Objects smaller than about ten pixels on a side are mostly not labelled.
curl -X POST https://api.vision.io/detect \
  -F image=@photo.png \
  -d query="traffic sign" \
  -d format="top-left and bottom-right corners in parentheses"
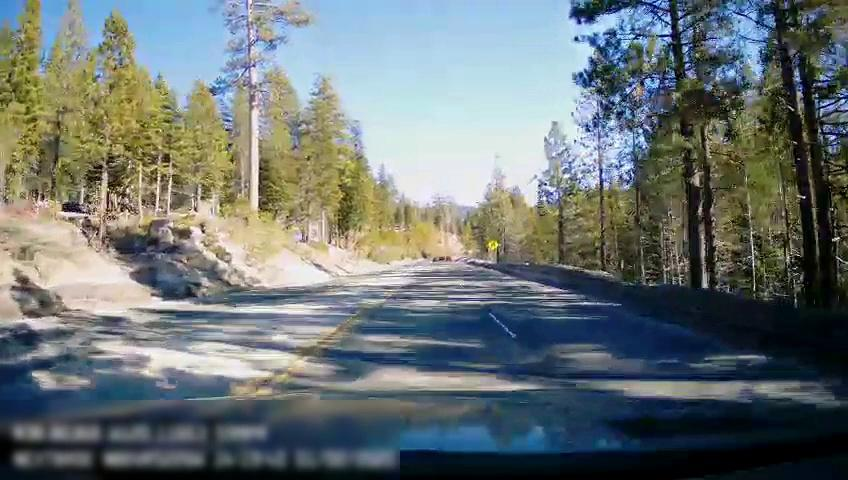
top-left (487, 239), bottom-right (498, 249)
